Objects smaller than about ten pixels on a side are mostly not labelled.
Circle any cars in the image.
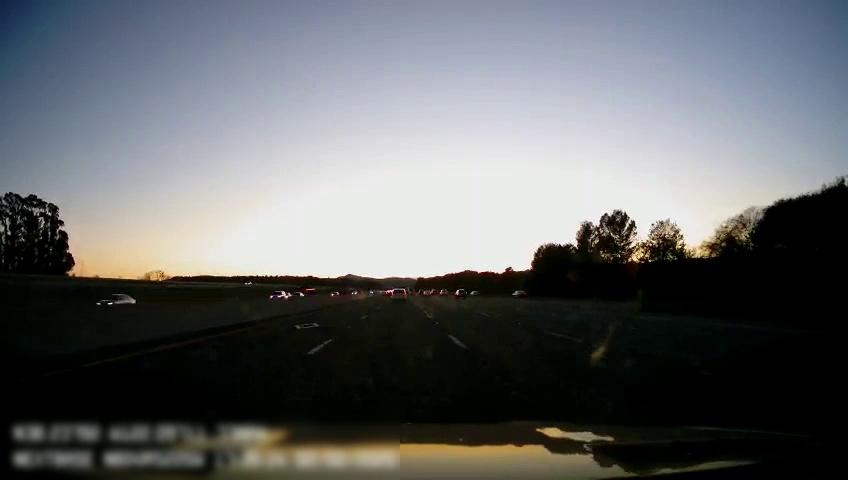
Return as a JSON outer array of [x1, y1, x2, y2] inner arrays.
[[94, 293, 137, 307], [269, 290, 288, 300], [289, 291, 305, 297], [512, 290, 528, 298]]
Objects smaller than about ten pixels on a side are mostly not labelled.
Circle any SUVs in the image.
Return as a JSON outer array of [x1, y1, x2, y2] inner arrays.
[[454, 288, 468, 299], [390, 288, 408, 304]]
